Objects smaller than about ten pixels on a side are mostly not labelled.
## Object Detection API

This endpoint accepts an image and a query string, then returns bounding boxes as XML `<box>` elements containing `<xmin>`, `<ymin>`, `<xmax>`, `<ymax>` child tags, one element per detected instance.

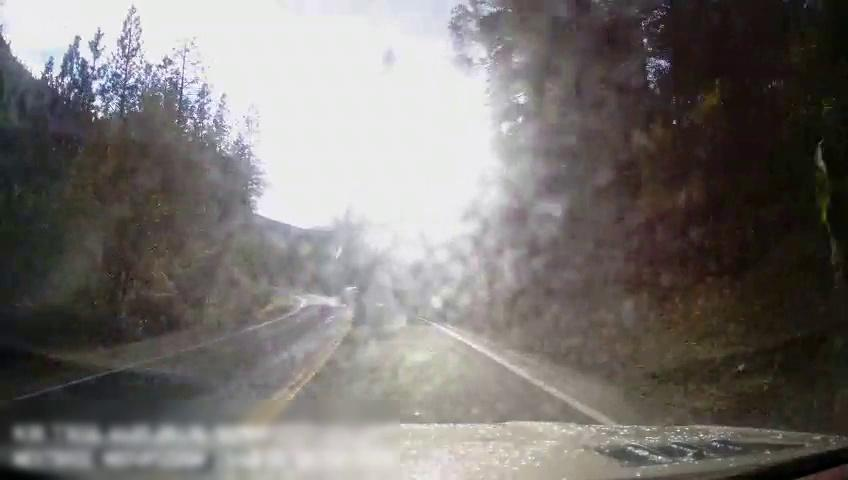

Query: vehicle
<box><xmin>341</xmin><ymin>286</ymin><xmax>358</xmax><ymax>303</ymax></box>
